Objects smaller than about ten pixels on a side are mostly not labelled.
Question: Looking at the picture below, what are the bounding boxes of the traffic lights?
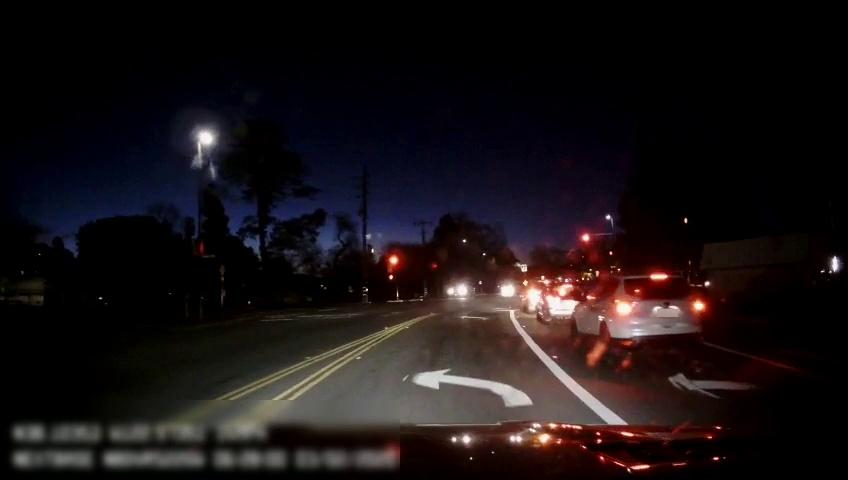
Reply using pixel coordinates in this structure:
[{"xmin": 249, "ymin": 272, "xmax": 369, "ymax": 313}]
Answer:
[
  {"xmin": 582, "ymin": 233, "xmax": 589, "ymax": 249},
  {"xmin": 389, "ymin": 255, "xmax": 397, "ymax": 273},
  {"xmin": 367, "ymin": 244, "xmax": 374, "ymax": 258}
]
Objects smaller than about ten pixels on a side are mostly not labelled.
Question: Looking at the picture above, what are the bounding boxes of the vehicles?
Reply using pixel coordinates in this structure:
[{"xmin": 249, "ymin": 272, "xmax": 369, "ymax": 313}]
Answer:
[
  {"xmin": 536, "ymin": 289, "xmax": 580, "ymax": 325},
  {"xmin": 570, "ymin": 276, "xmax": 705, "ymax": 359},
  {"xmin": 448, "ymin": 281, "xmax": 474, "ymax": 297},
  {"xmin": 519, "ymin": 279, "xmax": 553, "ymax": 314}
]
